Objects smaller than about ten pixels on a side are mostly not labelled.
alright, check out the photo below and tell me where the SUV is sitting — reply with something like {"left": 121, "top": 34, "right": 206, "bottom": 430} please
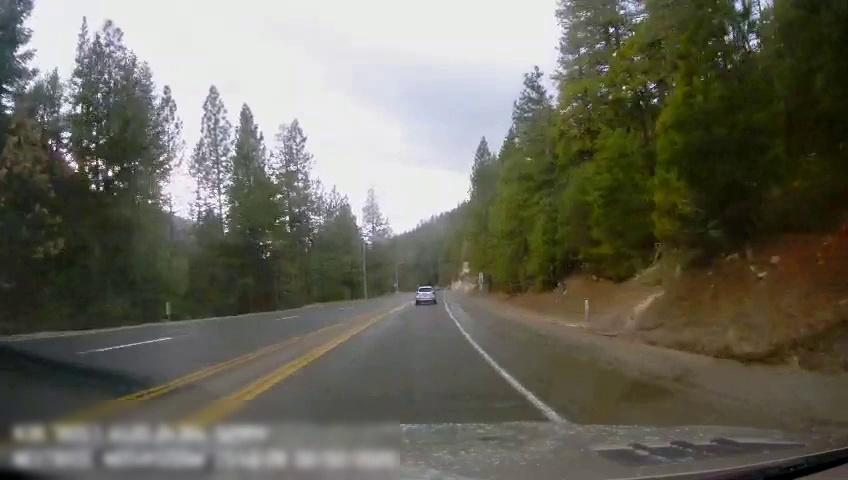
{"left": 415, "top": 285, "right": 438, "bottom": 305}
